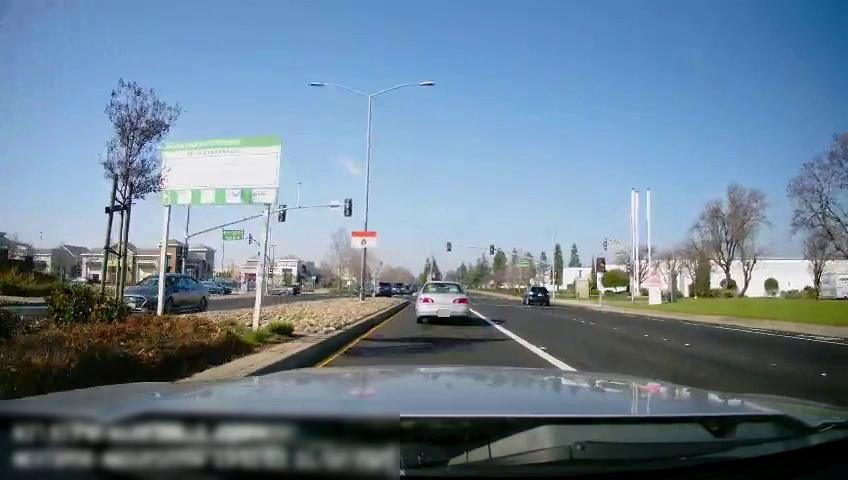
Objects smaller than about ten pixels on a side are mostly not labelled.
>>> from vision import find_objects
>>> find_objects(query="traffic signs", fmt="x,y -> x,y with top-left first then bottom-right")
222,229 -> 244,241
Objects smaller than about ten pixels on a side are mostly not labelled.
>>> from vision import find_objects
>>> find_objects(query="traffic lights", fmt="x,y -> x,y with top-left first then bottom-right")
277,205 -> 286,223
343,198 -> 353,217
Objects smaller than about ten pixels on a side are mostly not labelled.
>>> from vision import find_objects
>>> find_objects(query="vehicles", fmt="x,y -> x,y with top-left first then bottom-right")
405,285 -> 412,294
273,284 -> 303,296
521,286 -> 550,306
393,283 -> 405,294
414,281 -> 472,324
124,272 -> 210,315
364,281 -> 393,297
202,280 -> 233,295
